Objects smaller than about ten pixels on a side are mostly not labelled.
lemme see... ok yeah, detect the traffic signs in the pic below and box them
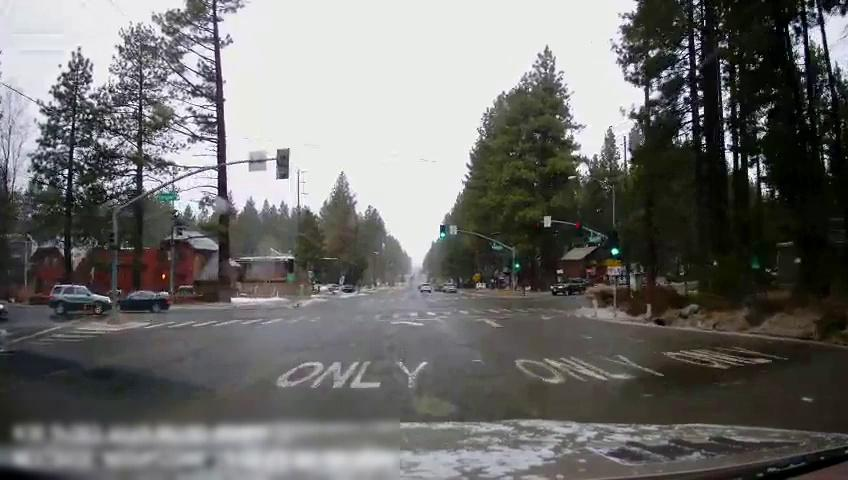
[247,151,267,171]
[608,265,625,276]
[288,272,296,285]
[543,215,551,225]
[449,225,459,237]
[160,191,177,202]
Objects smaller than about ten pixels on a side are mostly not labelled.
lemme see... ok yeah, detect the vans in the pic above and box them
[419,281,434,294]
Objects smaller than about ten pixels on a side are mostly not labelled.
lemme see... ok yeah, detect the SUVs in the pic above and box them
[48,285,114,317]
[550,279,587,297]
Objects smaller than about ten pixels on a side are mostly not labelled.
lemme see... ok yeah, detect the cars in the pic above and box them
[112,290,170,314]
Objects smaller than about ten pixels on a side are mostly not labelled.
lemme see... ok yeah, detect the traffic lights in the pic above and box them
[276,147,290,180]
[440,224,446,236]
[607,235,621,257]
[513,262,520,276]
[574,222,585,241]
[288,257,297,273]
